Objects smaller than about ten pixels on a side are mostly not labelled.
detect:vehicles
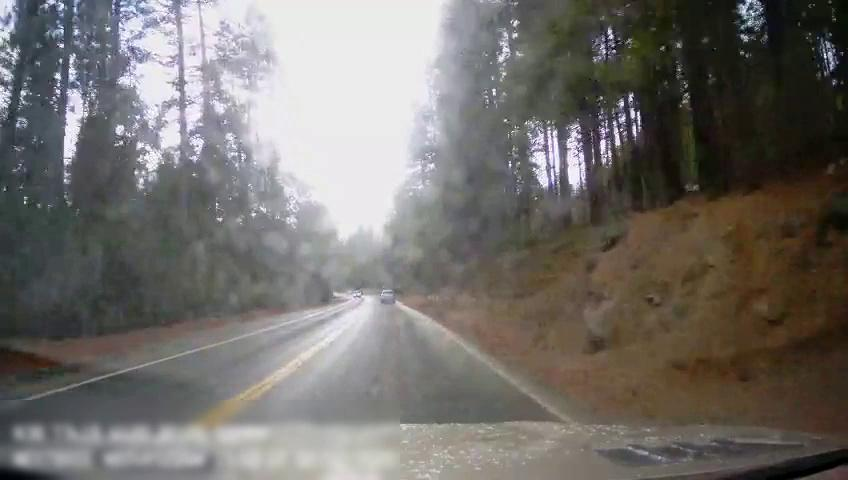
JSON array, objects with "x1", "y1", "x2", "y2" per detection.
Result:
[
  {"x1": 352, "y1": 290, "x2": 362, "y2": 298},
  {"x1": 379, "y1": 289, "x2": 396, "y2": 304}
]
